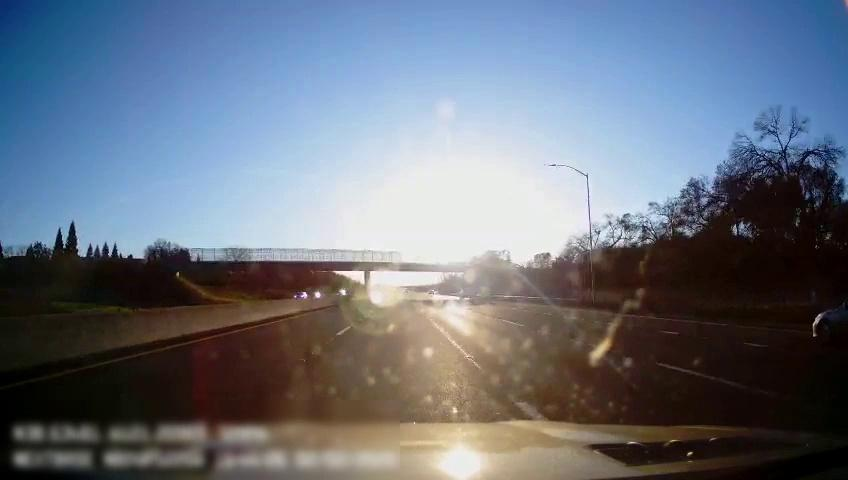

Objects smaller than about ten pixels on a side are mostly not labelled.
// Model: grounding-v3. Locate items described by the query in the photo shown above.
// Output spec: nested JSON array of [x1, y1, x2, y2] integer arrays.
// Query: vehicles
[[336, 290, 347, 297], [305, 292, 322, 300], [812, 298, 848, 346], [458, 288, 472, 299], [293, 292, 308, 300]]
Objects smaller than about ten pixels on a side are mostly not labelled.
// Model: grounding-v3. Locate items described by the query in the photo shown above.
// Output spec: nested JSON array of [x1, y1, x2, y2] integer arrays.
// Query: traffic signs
[[448, 262, 474, 270]]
